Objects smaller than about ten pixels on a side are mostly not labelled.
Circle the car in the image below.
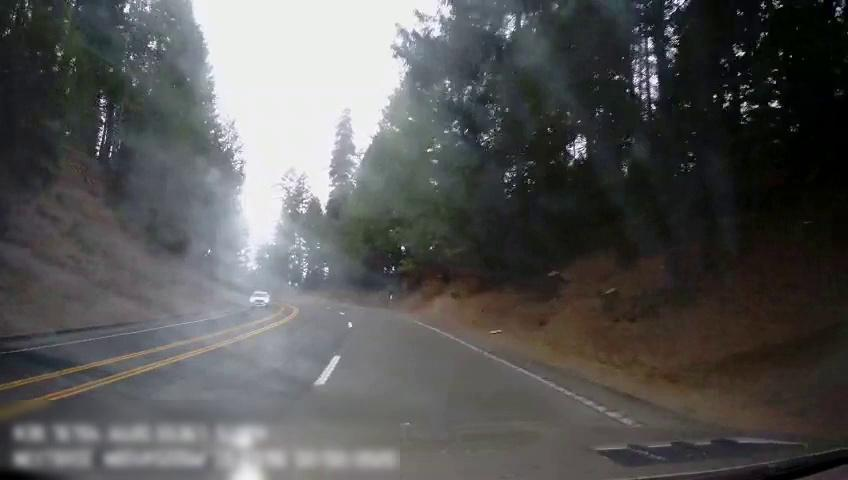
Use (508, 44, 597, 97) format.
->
(249, 290, 270, 308)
